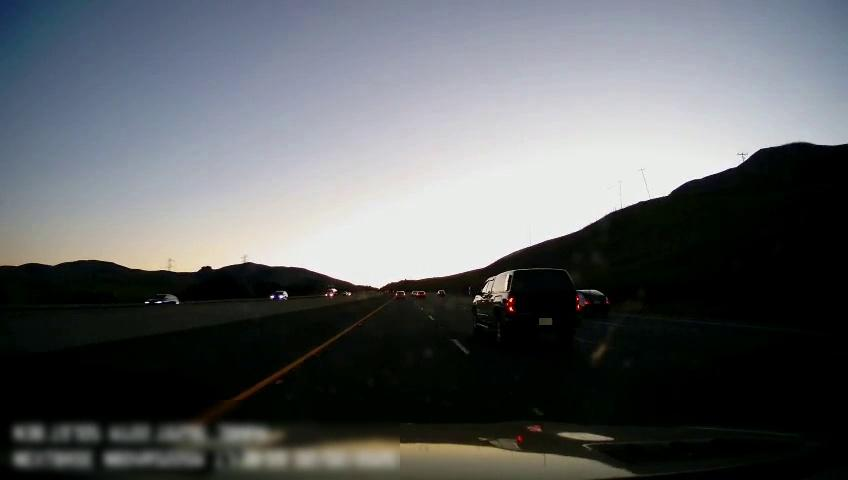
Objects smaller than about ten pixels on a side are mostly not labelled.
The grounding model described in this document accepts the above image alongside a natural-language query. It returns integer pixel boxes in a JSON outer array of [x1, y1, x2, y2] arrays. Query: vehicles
[[469, 267, 581, 348], [395, 290, 406, 299], [144, 294, 179, 306], [324, 288, 338, 297], [415, 291, 426, 299], [578, 290, 610, 318], [269, 291, 289, 301]]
